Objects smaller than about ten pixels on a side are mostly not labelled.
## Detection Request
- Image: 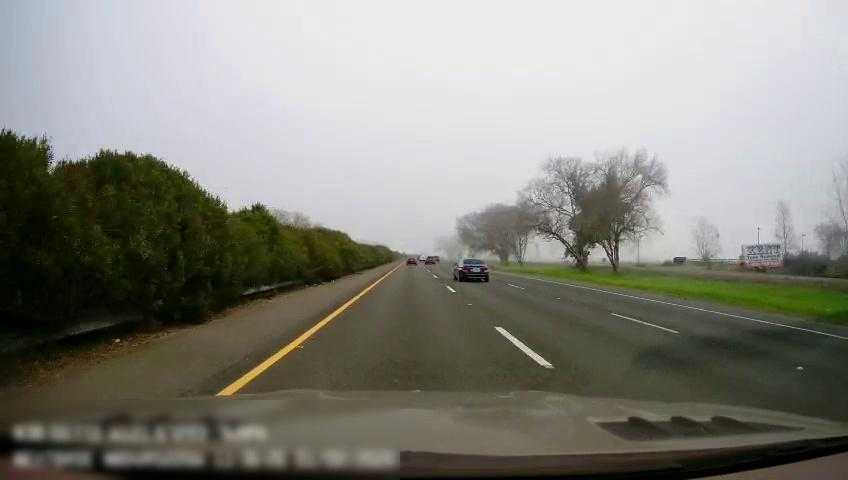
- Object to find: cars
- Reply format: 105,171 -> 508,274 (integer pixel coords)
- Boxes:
405,257 -> 418,266
453,259 -> 490,283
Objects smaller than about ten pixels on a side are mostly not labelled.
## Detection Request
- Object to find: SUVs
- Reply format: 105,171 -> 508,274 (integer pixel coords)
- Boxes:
425,256 -> 435,265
